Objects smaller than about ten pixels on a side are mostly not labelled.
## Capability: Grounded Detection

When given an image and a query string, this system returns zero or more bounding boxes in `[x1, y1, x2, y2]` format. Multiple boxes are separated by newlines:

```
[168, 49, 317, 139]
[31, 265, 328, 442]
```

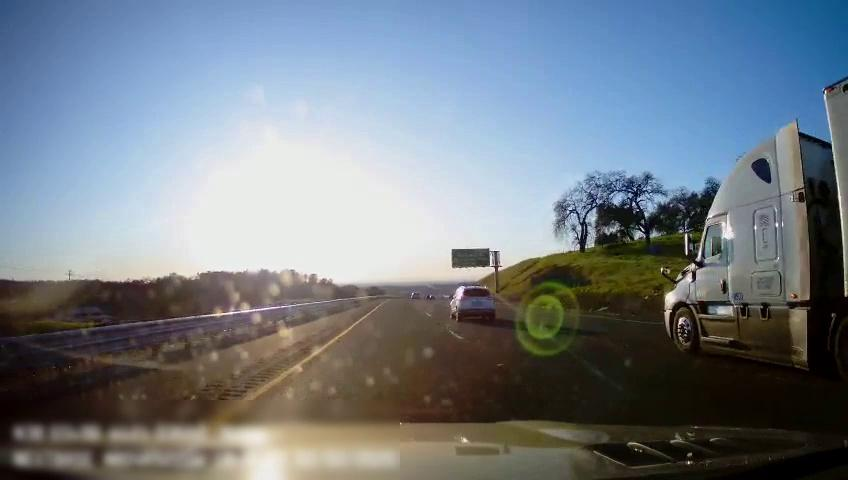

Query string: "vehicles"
[660, 75, 848, 353]
[449, 286, 496, 322]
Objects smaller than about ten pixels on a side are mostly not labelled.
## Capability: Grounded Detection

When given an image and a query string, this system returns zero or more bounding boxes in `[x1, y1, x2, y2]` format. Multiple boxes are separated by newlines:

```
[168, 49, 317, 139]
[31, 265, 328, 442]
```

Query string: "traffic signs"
[451, 248, 491, 268]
